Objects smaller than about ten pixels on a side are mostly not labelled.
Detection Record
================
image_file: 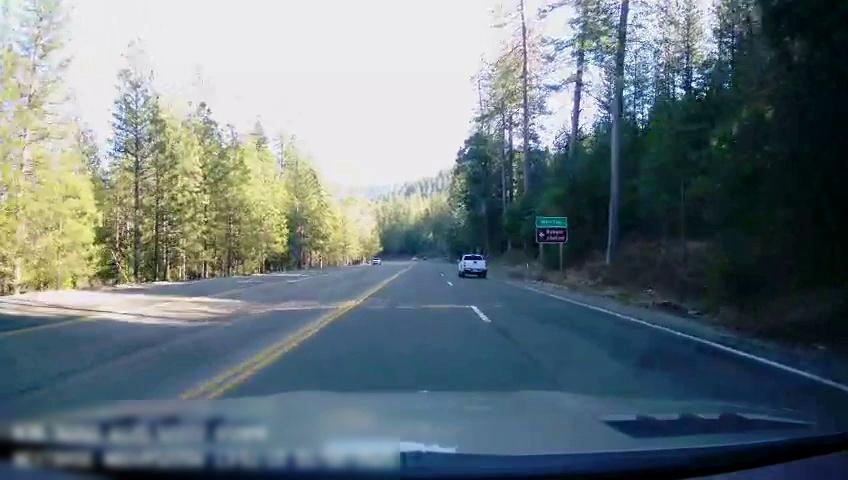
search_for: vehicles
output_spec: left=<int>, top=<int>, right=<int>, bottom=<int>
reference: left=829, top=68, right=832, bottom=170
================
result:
left=372, top=257, right=383, bottom=265
left=456, top=254, right=487, bottom=279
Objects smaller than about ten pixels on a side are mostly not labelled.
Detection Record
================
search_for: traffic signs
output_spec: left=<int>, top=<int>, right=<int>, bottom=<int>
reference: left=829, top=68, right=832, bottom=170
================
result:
left=535, top=215, right=568, bottom=245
